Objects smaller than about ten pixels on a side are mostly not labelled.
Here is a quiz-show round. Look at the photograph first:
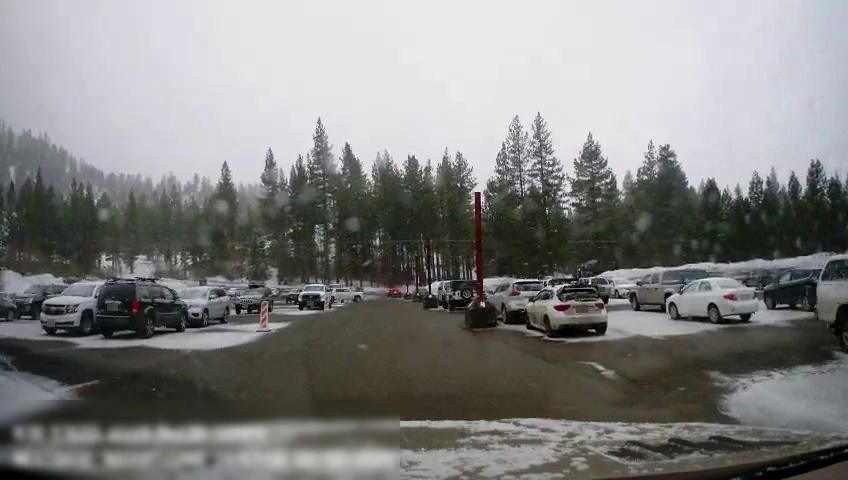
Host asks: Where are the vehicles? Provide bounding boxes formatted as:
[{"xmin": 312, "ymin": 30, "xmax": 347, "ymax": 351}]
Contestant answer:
[
  {"xmin": 578, "ymin": 277, "xmax": 611, "ymax": 304},
  {"xmin": 176, "ymin": 286, "xmax": 230, "ymax": 328},
  {"xmin": 815, "ymin": 253, "xmax": 848, "ymax": 355},
  {"xmin": 525, "ymin": 285, "xmax": 610, "ymax": 337},
  {"xmin": 0, "ymin": 291, "xmax": 22, "ymax": 321},
  {"xmin": 762, "ymin": 267, "xmax": 822, "ymax": 311},
  {"xmin": 607, "ymin": 277, "xmax": 638, "ymax": 299},
  {"xmin": 95, "ymin": 283, "xmax": 188, "ymax": 340},
  {"xmin": 234, "ymin": 287, "xmax": 273, "ymax": 314},
  {"xmin": 14, "ymin": 284, "xmax": 67, "ymax": 320},
  {"xmin": 285, "ymin": 287, "xmax": 301, "ymax": 305},
  {"xmin": 332, "ymin": 287, "xmax": 364, "ymax": 304},
  {"xmin": 298, "ymin": 284, "xmax": 332, "ymax": 311},
  {"xmin": 665, "ymin": 278, "xmax": 760, "ymax": 325},
  {"xmin": 39, "ymin": 279, "xmax": 105, "ymax": 336},
  {"xmin": 486, "ymin": 279, "xmax": 544, "ymax": 325},
  {"xmin": 627, "ymin": 270, "xmax": 708, "ymax": 311},
  {"xmin": 438, "ymin": 280, "xmax": 474, "ymax": 311}
]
